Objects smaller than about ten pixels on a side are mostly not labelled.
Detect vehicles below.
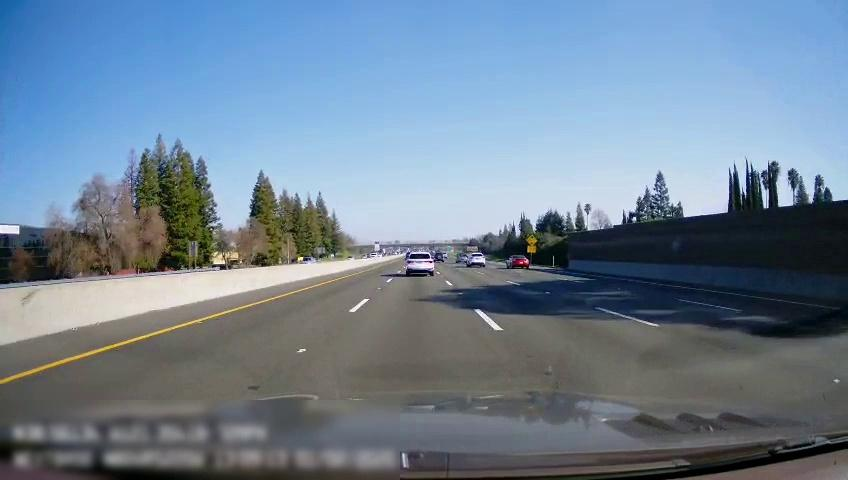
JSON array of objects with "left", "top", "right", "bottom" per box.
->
[
  {"left": 465, "top": 252, "right": 487, "bottom": 268},
  {"left": 433, "top": 252, "right": 445, "bottom": 263},
  {"left": 504, "top": 254, "right": 530, "bottom": 270},
  {"left": 303, "top": 256, "right": 319, "bottom": 265},
  {"left": 453, "top": 252, "right": 468, "bottom": 264},
  {"left": 405, "top": 251, "right": 436, "bottom": 277}
]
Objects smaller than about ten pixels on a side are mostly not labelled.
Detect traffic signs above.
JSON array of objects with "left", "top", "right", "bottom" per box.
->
[{"left": 527, "top": 234, "right": 538, "bottom": 254}]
